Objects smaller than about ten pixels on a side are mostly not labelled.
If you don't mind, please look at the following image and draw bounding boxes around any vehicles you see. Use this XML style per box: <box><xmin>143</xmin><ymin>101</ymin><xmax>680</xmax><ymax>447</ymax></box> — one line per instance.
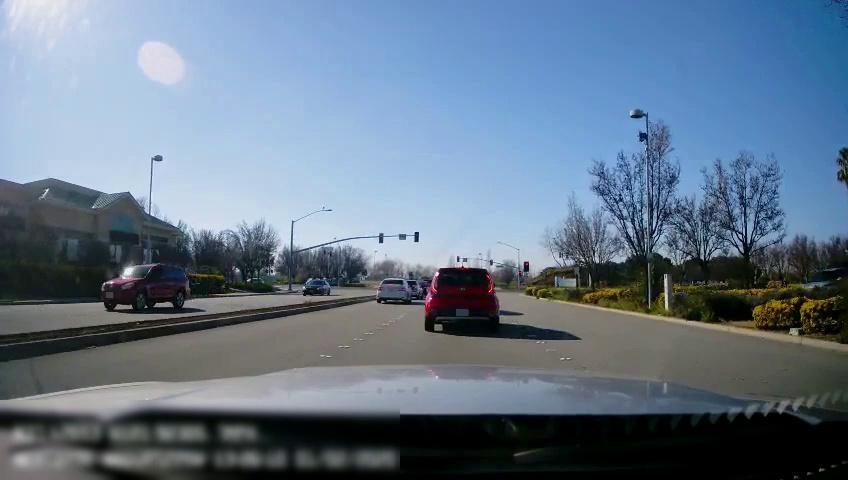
<box><xmin>302</xmin><ymin>279</ymin><xmax>331</xmax><ymax>296</ymax></box>
<box><xmin>100</xmin><ymin>263</ymin><xmax>192</xmax><ymax>313</ymax></box>
<box><xmin>406</xmin><ymin>280</ymin><xmax>424</xmax><ymax>300</ymax></box>
<box><xmin>419</xmin><ymin>282</ymin><xmax>430</xmax><ymax>296</ymax></box>
<box><xmin>377</xmin><ymin>278</ymin><xmax>412</xmax><ymax>304</ymax></box>
<box><xmin>424</xmin><ymin>267</ymin><xmax>499</xmax><ymax>333</ymax></box>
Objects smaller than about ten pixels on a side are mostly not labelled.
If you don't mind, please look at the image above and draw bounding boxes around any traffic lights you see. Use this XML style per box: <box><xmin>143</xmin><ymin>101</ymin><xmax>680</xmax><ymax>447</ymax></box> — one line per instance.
<box><xmin>414</xmin><ymin>232</ymin><xmax>419</xmax><ymax>243</ymax></box>
<box><xmin>378</xmin><ymin>233</ymin><xmax>384</xmax><ymax>244</ymax></box>
<box><xmin>523</xmin><ymin>260</ymin><xmax>529</xmax><ymax>272</ymax></box>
